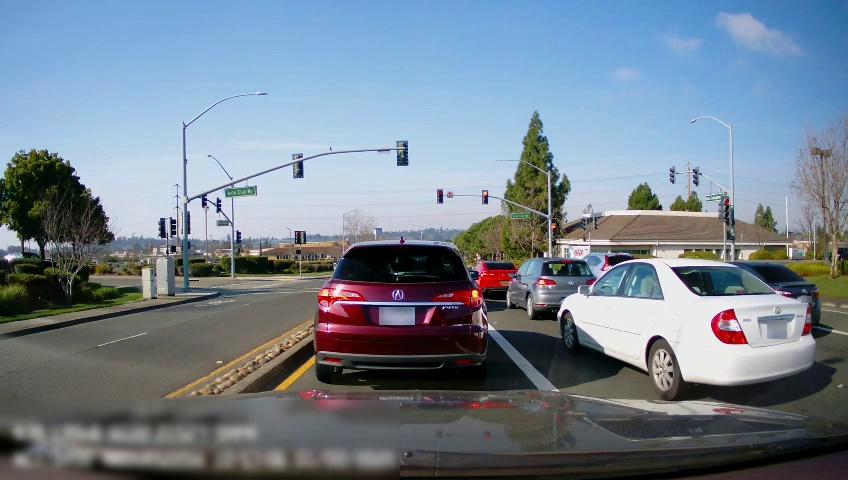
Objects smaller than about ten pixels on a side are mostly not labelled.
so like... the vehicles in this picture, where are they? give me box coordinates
[583,251,633,279]
[555,257,819,401]
[730,259,822,325]
[829,247,848,264]
[311,241,489,383]
[474,260,517,295]
[507,256,598,321]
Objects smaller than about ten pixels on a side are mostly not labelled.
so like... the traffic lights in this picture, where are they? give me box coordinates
[216,197,223,214]
[294,231,301,244]
[583,216,590,230]
[668,168,676,183]
[292,152,305,179]
[482,187,491,206]
[395,137,410,168]
[693,168,700,186]
[301,231,306,244]
[168,217,178,238]
[159,218,167,237]
[235,230,242,243]
[435,188,445,205]
[200,194,208,208]
[593,216,601,230]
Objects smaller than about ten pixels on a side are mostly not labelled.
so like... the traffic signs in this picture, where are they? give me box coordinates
[215,219,230,227]
[511,212,530,220]
[705,193,722,202]
[224,184,258,198]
